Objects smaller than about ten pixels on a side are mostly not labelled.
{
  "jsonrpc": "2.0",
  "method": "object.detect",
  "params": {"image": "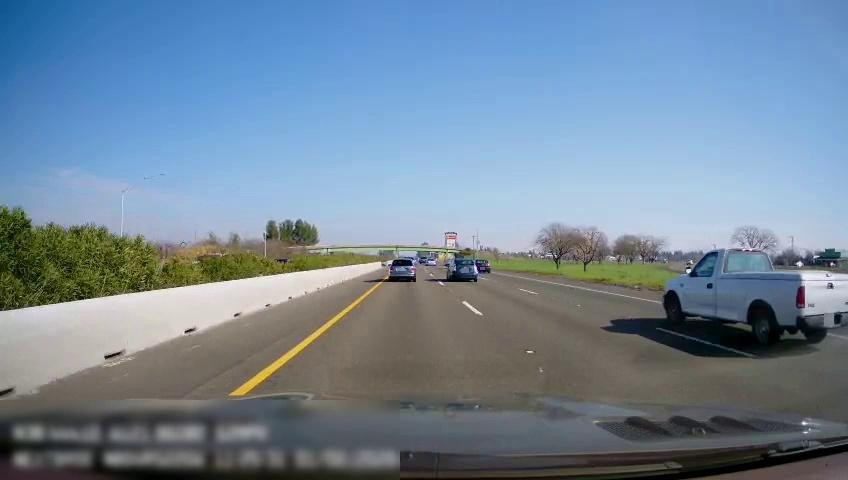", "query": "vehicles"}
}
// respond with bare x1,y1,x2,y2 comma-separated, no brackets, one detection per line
666,248,848,351
445,259,479,283
424,257,437,267
190,252,223,264
474,258,492,274
386,258,417,283
419,256,430,265
272,258,291,266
